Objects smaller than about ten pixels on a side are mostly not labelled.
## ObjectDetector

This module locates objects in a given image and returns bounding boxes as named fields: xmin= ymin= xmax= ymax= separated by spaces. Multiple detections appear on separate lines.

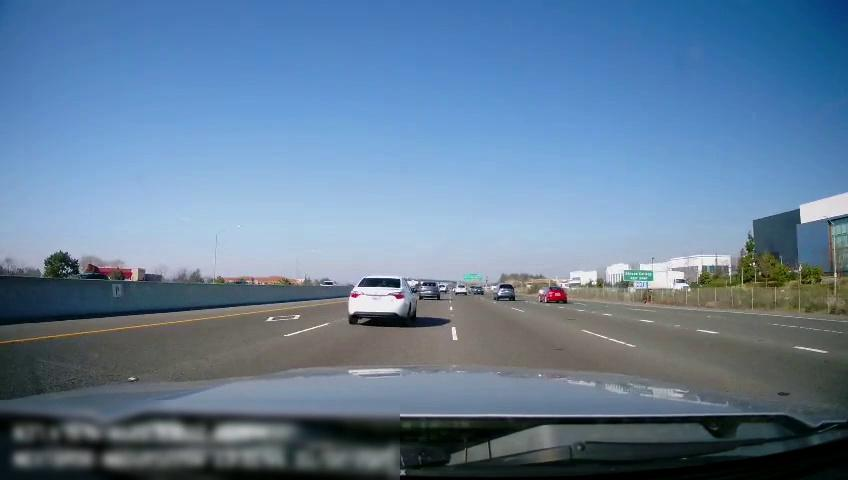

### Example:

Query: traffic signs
xmin=463 ymin=273 xmax=483 ymax=282
xmin=623 ymin=269 xmax=654 ymax=282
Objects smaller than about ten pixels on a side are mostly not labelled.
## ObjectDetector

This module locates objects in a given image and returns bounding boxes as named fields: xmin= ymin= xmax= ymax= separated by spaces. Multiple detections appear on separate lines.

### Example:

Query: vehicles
xmin=647 ymin=270 xmax=692 ymax=293
xmin=436 ymin=284 xmax=447 ymax=294
xmin=538 ymin=286 xmax=568 ymax=304
xmin=559 ymin=279 xmax=581 ymax=291
xmin=454 ymin=284 xmax=467 ymax=296
xmin=319 ymin=281 xmax=338 ymax=287
xmin=347 ymin=274 xmax=418 ymax=327
xmin=474 ymin=287 xmax=484 ymax=296
xmin=64 ymin=273 xmax=111 ymax=280
xmin=419 ymin=281 xmax=442 ymax=301
xmin=493 ymin=283 xmax=516 ymax=302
